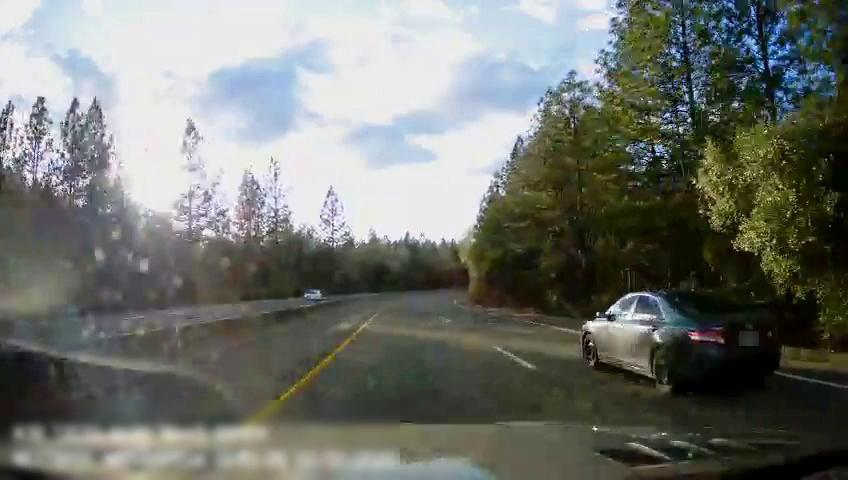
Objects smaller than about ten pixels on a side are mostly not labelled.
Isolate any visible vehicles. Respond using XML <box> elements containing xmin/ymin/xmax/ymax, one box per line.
<box><xmin>303</xmin><ymin>289</ymin><xmax>322</xmax><ymax>301</ymax></box>
<box><xmin>579</xmin><ymin>290</ymin><xmax>782</xmax><ymax>396</ymax></box>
